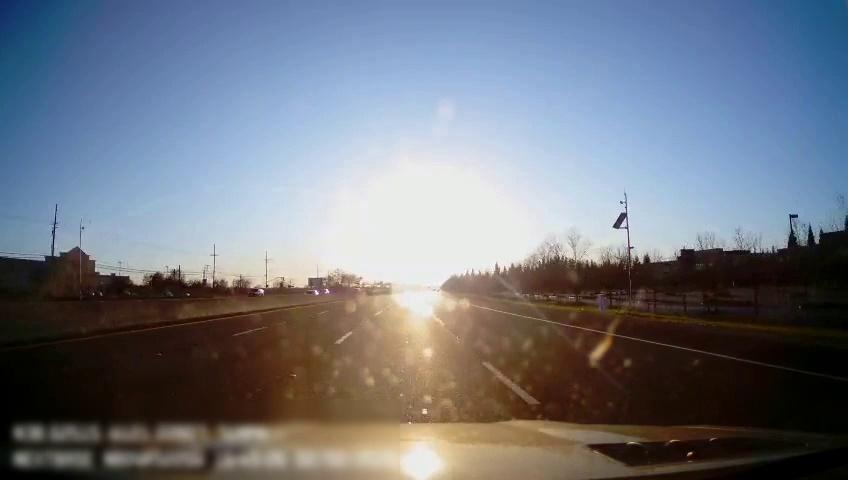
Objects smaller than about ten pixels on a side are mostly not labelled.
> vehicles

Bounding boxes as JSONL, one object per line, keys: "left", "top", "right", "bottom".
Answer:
{"left": 247, "top": 288, "right": 265, "bottom": 298}
{"left": 303, "top": 290, "right": 319, "bottom": 298}
{"left": 317, "top": 289, "right": 330, "bottom": 297}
